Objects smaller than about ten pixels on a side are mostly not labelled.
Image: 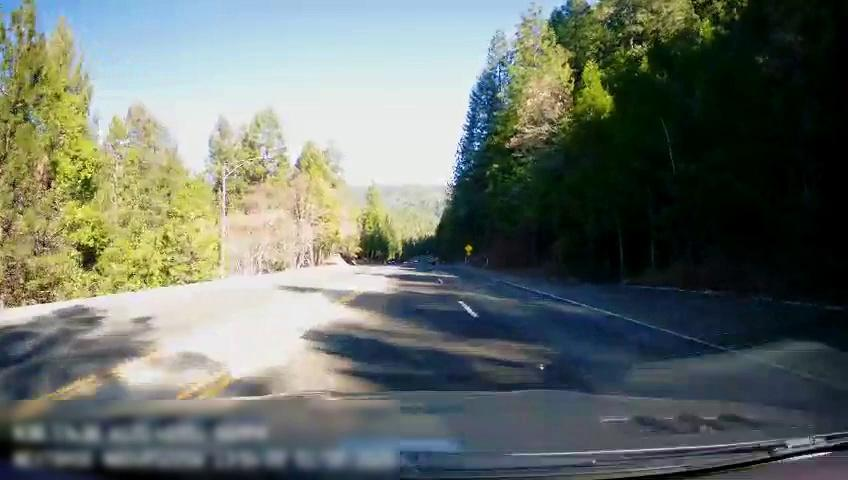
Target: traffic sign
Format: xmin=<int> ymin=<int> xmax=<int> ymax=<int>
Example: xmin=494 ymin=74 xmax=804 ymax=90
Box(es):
xmin=462 ymin=240 xmax=474 ymax=257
